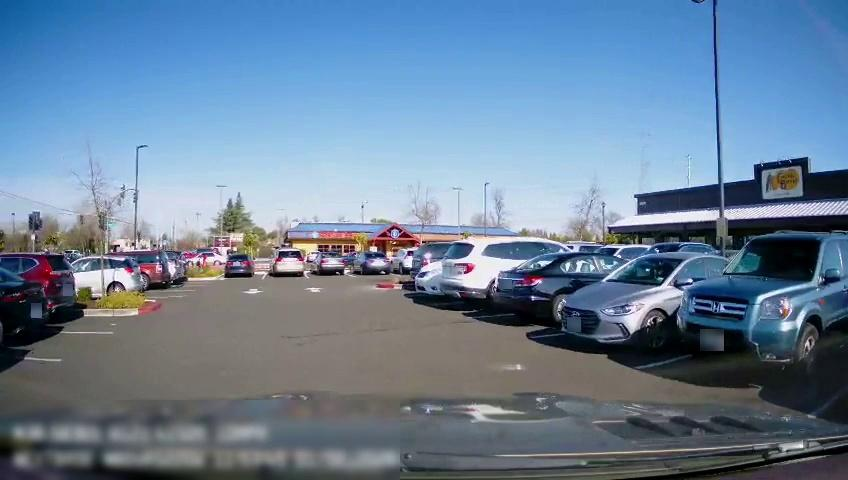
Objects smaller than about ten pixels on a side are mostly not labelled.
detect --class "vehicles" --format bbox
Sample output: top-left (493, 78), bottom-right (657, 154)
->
top-left (312, 255), bottom-right (345, 275)
top-left (271, 250), bottom-right (305, 278)
top-left (340, 256), bottom-right (360, 266)
top-left (639, 241), bottom-right (719, 256)
top-left (493, 251), bottom-right (630, 322)
top-left (225, 255), bottom-right (254, 278)
top-left (185, 251), bottom-right (226, 264)
top-left (163, 251), bottom-right (186, 280)
top-left (71, 255), bottom-right (147, 300)
top-left (440, 236), bottom-right (575, 310)
top-left (0, 253), bottom-right (79, 318)
top-left (561, 242), bottom-right (612, 252)
top-left (353, 251), bottom-right (392, 275)
top-left (392, 248), bottom-right (418, 274)
top-left (0, 266), bottom-right (50, 339)
top-left (413, 240), bottom-right (455, 280)
top-left (558, 250), bottom-right (734, 357)
top-left (415, 257), bottom-right (446, 301)
top-left (306, 251), bottom-right (322, 263)
top-left (675, 230), bottom-right (848, 387)
top-left (583, 244), bottom-right (658, 261)
top-left (100, 250), bottom-right (170, 287)
top-left (166, 260), bottom-right (178, 281)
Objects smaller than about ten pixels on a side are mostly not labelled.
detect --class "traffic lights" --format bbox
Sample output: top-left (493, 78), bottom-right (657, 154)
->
top-left (31, 211), bottom-right (40, 229)
top-left (120, 184), bottom-right (126, 195)
top-left (97, 212), bottom-right (105, 230)
top-left (132, 192), bottom-right (138, 204)
top-left (28, 214), bottom-right (35, 230)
